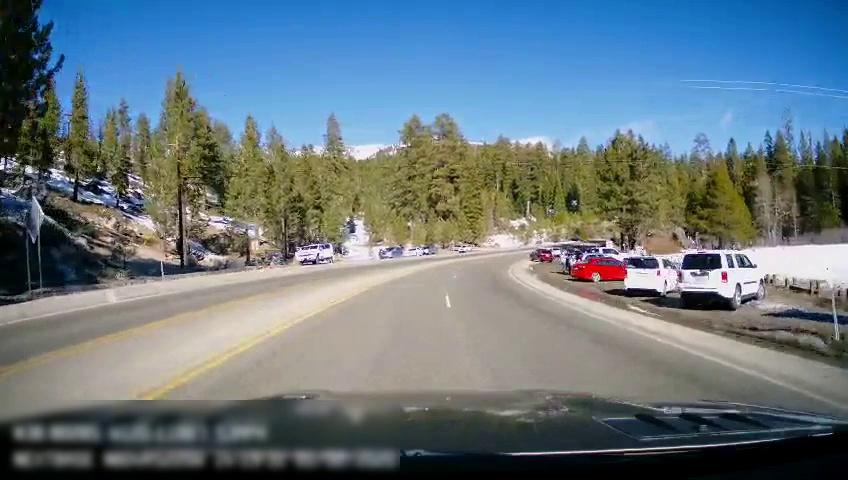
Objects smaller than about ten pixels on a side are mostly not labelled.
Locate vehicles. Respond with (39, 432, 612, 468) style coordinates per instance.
(422, 243, 438, 256)
(623, 254, 680, 298)
(676, 248, 765, 311)
(294, 242, 335, 266)
(570, 256, 625, 282)
(529, 248, 554, 263)
(458, 246, 472, 253)
(405, 247, 422, 256)
(567, 246, 621, 266)
(377, 244, 405, 260)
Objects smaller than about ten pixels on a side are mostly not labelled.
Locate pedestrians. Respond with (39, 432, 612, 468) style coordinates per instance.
(560, 251, 570, 273)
